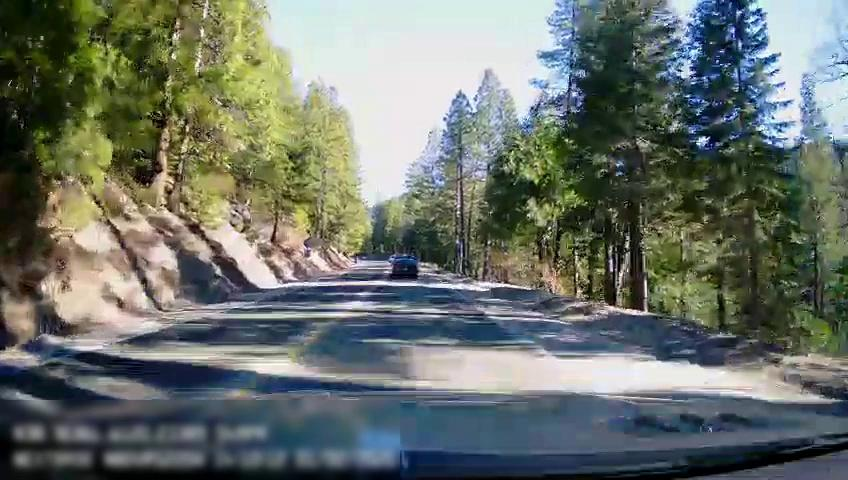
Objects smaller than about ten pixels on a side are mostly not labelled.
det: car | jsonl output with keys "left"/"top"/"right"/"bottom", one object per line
{"left": 390, "top": 256, "right": 417, "bottom": 279}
